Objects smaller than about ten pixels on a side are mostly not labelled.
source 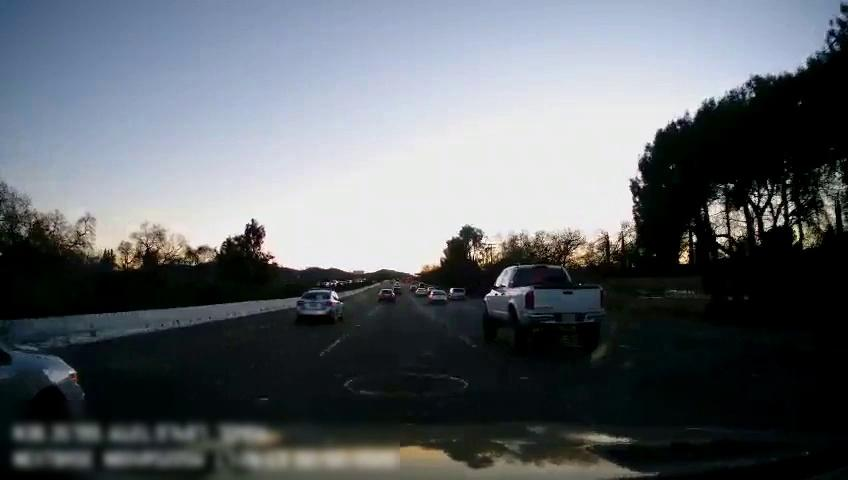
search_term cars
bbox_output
[0,339,83,448]
[378,288,396,303]
[416,288,427,297]
[296,289,344,325]
[428,289,448,305]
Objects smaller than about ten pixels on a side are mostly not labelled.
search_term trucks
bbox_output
[481,265,607,358]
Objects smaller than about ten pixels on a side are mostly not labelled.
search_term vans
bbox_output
[448,288,466,300]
